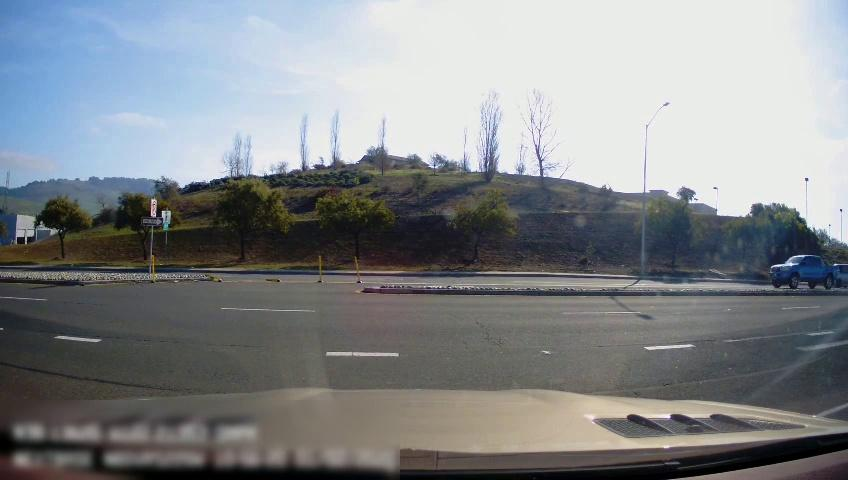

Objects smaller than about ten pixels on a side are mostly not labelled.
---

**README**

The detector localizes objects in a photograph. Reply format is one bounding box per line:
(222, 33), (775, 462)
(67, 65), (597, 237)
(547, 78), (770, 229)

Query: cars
(832, 262), (848, 284)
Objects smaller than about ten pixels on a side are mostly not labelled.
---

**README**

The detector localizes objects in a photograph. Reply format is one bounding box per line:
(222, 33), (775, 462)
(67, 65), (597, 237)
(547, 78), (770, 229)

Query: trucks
(768, 254), (842, 290)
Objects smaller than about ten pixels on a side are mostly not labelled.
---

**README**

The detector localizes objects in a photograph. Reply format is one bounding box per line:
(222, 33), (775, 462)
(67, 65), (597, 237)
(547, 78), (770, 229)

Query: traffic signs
(140, 217), (161, 226)
(150, 199), (157, 218)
